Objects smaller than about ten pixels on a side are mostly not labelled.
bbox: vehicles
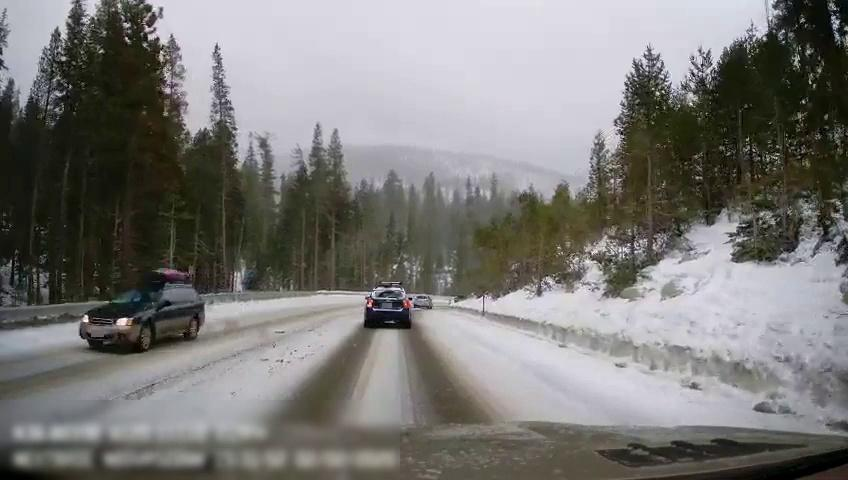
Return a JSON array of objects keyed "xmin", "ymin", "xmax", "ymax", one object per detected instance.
[
  {"xmin": 454, "ymin": 294, "xmax": 467, "ymax": 304},
  {"xmin": 78, "ymin": 267, "xmax": 207, "ymax": 353},
  {"xmin": 413, "ymin": 295, "xmax": 433, "ymax": 310},
  {"xmin": 363, "ymin": 280, "xmax": 413, "ymax": 329}
]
